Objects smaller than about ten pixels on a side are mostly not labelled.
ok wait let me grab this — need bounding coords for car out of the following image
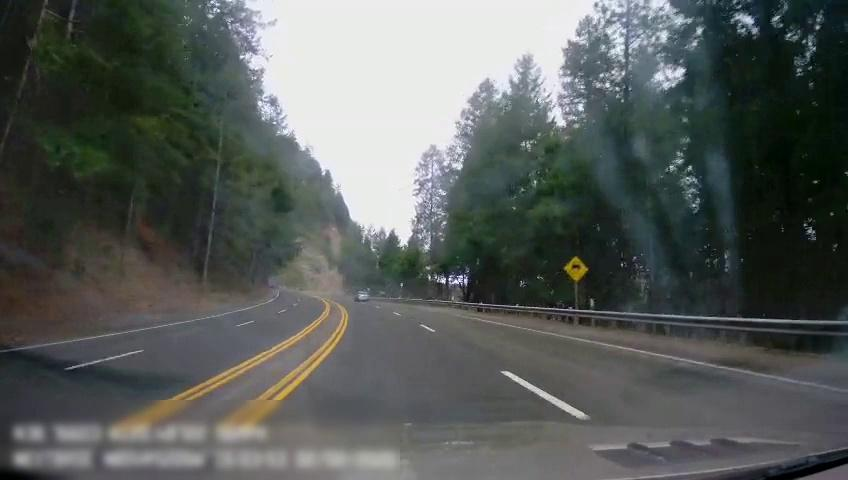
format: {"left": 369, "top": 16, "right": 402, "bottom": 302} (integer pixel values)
{"left": 354, "top": 290, "right": 369, "bottom": 302}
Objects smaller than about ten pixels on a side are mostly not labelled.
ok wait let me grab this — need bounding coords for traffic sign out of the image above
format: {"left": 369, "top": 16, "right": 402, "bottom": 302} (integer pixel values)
{"left": 563, "top": 256, "right": 587, "bottom": 283}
